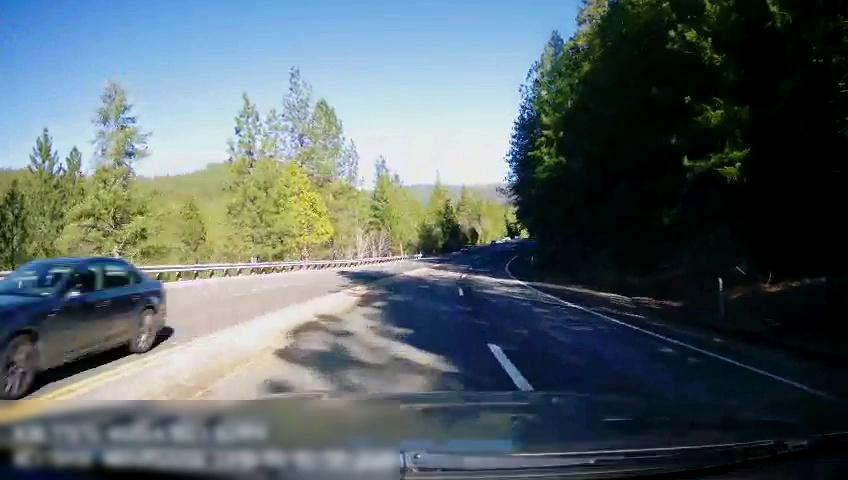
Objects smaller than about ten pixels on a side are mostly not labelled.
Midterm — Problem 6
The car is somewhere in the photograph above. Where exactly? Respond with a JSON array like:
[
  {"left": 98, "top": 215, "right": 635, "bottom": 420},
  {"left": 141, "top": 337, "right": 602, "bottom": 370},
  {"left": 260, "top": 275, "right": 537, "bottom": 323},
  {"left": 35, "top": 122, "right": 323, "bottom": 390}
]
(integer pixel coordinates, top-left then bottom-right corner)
[{"left": 0, "top": 256, "right": 166, "bottom": 402}]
